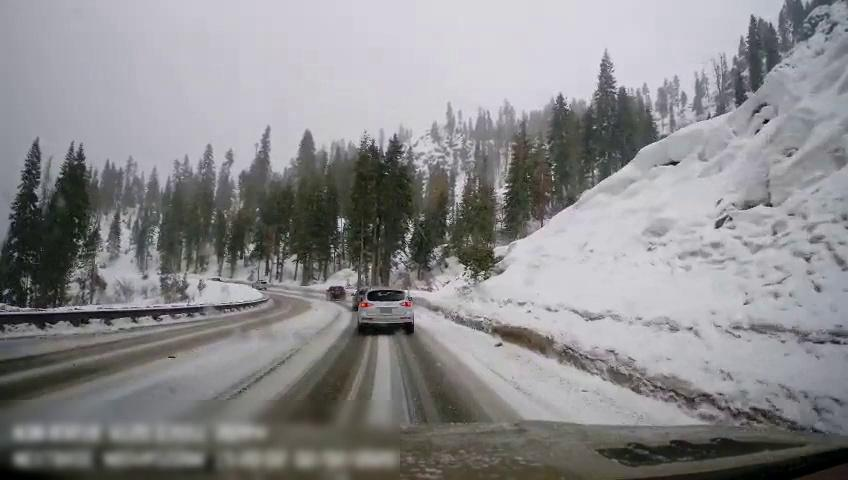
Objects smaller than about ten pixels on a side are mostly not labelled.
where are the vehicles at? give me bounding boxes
[252,279,269,291]
[350,290,368,312]
[326,285,346,301]
[357,288,415,337]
